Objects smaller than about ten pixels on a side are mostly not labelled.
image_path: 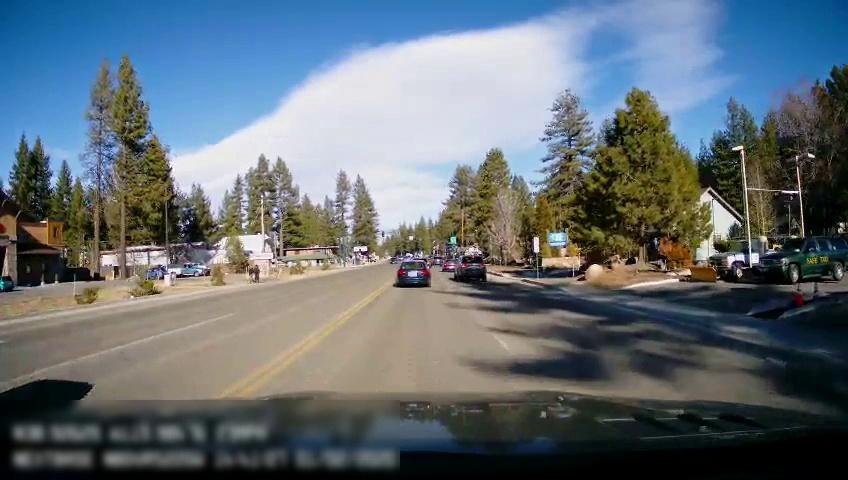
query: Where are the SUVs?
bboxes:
[455,254,487,281]
[143,264,181,281]
[758,235,848,285]
[182,262,210,278]
[721,238,788,278]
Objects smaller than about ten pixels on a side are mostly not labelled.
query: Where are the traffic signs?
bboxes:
[533,236,540,253]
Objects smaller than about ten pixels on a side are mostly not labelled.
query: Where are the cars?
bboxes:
[398,259,432,288]
[441,258,456,272]
[0,275,16,292]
